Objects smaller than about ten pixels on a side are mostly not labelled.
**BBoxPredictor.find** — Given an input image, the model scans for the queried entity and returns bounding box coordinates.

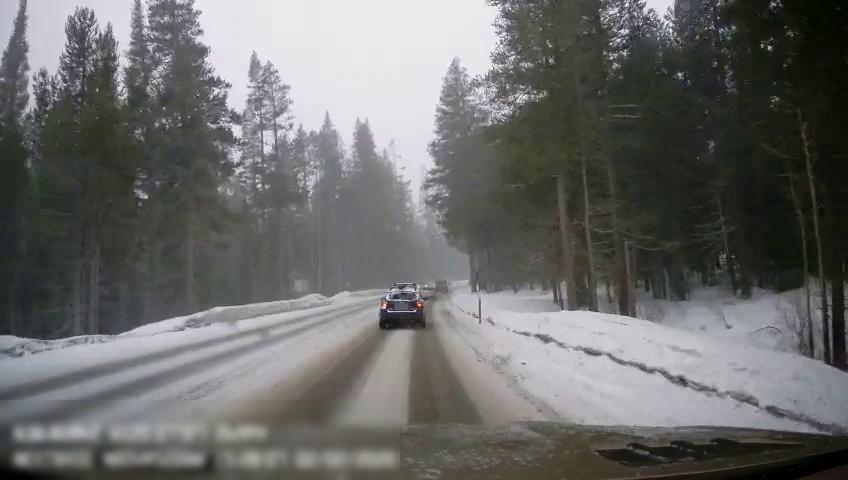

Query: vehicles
[434,279,450,294]
[418,286,437,299]
[378,282,429,330]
